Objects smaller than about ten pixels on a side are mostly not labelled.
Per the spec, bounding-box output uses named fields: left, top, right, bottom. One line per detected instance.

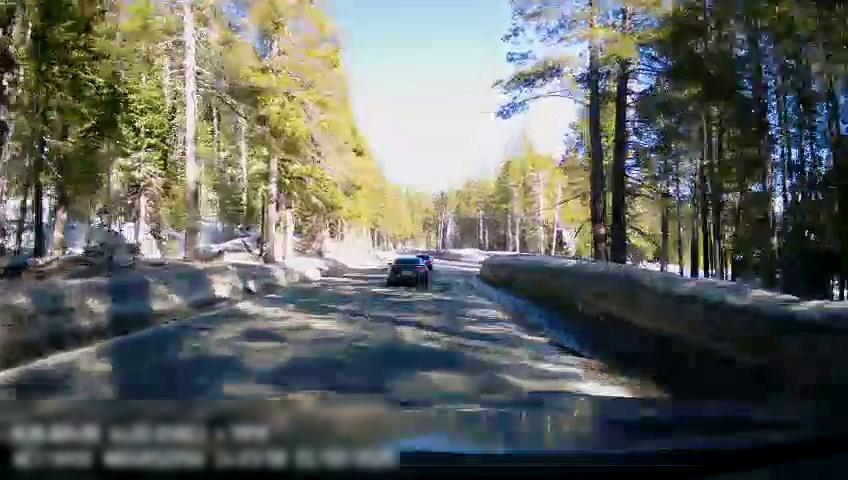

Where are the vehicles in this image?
left=415, top=253, right=434, bottom=271
left=387, top=256, right=429, bottom=287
